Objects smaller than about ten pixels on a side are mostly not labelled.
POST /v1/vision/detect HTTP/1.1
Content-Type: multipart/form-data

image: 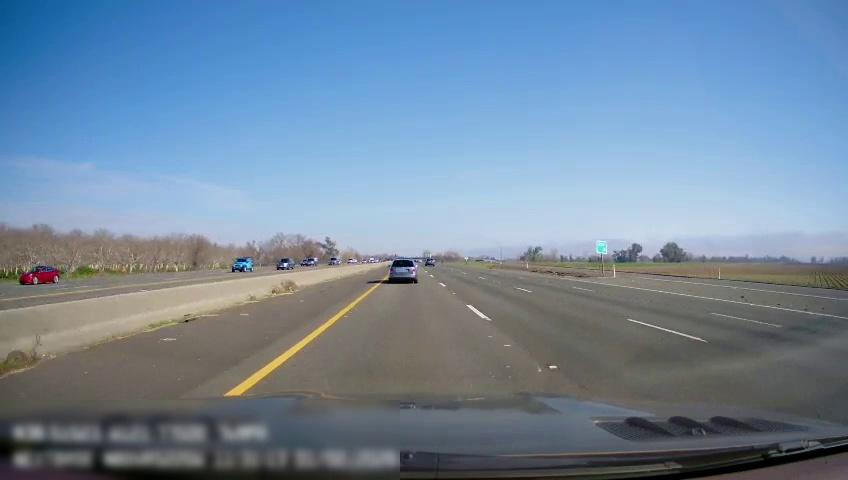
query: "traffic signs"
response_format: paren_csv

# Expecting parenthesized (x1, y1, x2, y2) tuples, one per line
(597, 240, 607, 254)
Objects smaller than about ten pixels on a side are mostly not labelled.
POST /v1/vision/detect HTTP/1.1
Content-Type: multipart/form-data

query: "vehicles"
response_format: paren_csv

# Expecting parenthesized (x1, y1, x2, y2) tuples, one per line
(306, 258, 319, 267)
(19, 265, 62, 286)
(328, 257, 341, 266)
(301, 260, 307, 266)
(276, 257, 296, 271)
(424, 258, 435, 267)
(232, 257, 255, 273)
(388, 258, 418, 284)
